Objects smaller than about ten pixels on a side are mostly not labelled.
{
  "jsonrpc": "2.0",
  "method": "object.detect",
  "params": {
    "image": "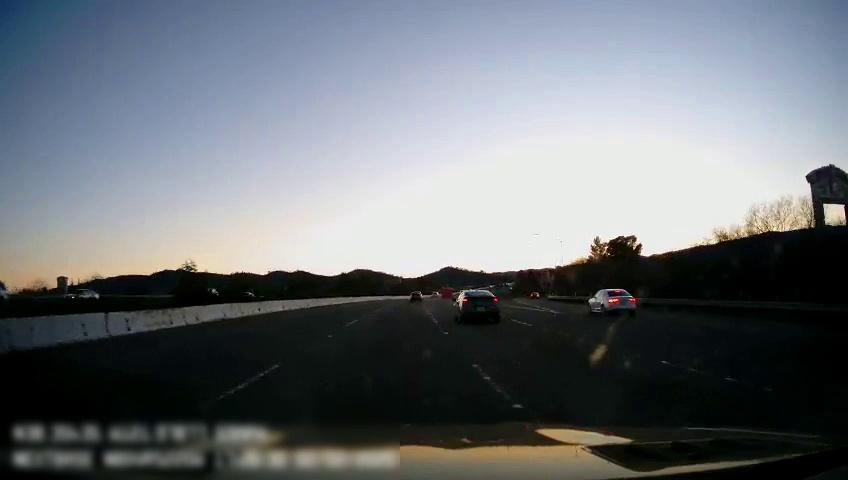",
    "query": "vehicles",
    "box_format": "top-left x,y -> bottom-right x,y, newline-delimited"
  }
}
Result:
207,287 -> 219,297
410,293 -> 422,304
452,289 -> 501,323
64,288 -> 100,300
588,288 -> 637,317
442,288 -> 452,300
0,279 -> 8,301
